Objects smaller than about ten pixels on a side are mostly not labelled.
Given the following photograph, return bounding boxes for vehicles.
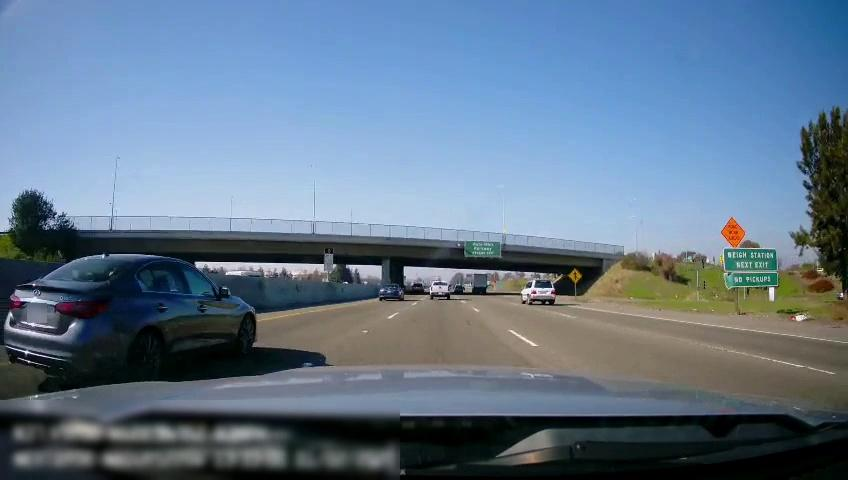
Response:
[452,284,465,294]
[411,282,425,292]
[378,282,406,302]
[521,279,557,304]
[1,253,258,379]
[429,279,452,300]
[471,273,488,294]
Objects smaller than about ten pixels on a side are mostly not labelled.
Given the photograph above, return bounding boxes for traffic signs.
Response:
[720,216,745,249]
[462,239,502,259]
[568,268,582,285]
[724,271,779,288]
[722,248,779,271]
